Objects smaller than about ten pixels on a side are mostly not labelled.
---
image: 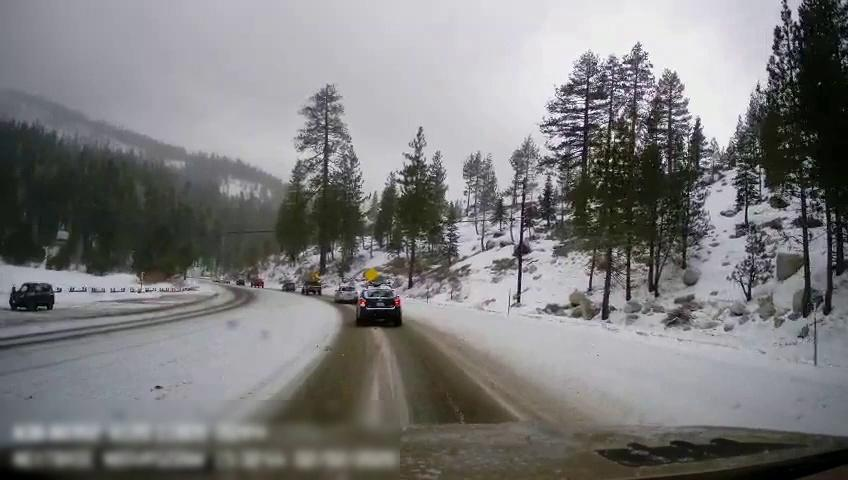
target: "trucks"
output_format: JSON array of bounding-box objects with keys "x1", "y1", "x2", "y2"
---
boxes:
[{"x1": 301, "y1": 280, "x2": 322, "y2": 296}]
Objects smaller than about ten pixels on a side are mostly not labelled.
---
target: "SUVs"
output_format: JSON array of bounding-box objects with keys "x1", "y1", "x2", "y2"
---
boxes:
[{"x1": 8, "y1": 281, "x2": 55, "y2": 312}]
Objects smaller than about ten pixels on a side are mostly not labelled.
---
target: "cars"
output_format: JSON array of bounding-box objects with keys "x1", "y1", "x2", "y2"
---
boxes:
[
  {"x1": 357, "y1": 283, "x2": 402, "y2": 329},
  {"x1": 333, "y1": 286, "x2": 358, "y2": 304}
]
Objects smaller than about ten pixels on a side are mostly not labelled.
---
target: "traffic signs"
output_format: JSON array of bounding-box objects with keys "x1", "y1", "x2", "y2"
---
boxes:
[{"x1": 364, "y1": 267, "x2": 380, "y2": 283}]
